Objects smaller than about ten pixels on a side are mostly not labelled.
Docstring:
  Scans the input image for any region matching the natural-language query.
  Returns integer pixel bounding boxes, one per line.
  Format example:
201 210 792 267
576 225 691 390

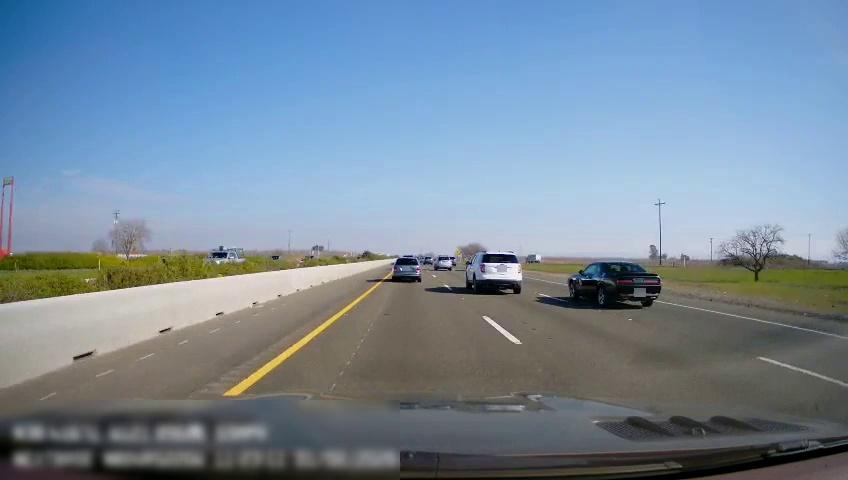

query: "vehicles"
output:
464 251 523 295
434 255 454 271
449 255 458 268
207 250 240 263
568 262 662 309
391 257 423 283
